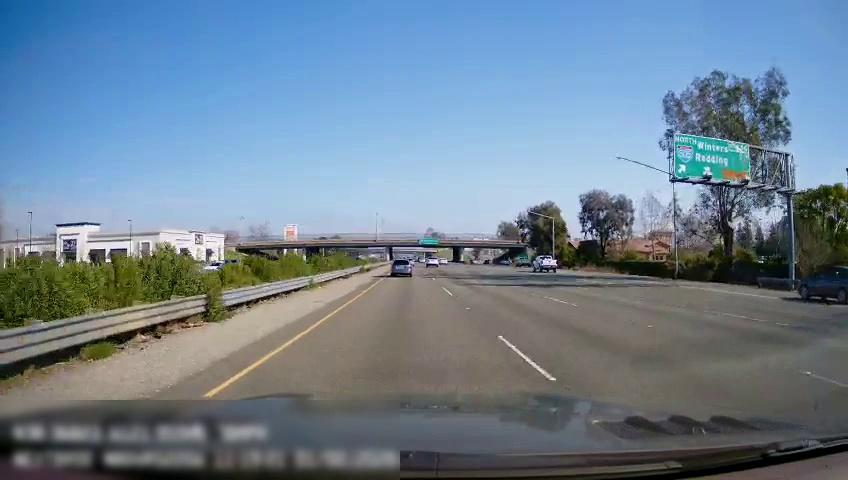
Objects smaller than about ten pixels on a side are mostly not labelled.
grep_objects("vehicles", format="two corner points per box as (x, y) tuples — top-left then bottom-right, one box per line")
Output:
(533, 256), (557, 273)
(425, 257), (439, 268)
(204, 262), (226, 270)
(798, 264), (848, 304)
(390, 259), (412, 278)
(437, 257), (448, 265)
(515, 256), (531, 267)
(407, 259), (415, 267)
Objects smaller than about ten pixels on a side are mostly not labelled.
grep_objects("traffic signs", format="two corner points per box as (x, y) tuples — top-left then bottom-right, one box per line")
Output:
(419, 238), (439, 245)
(674, 133), (751, 183)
